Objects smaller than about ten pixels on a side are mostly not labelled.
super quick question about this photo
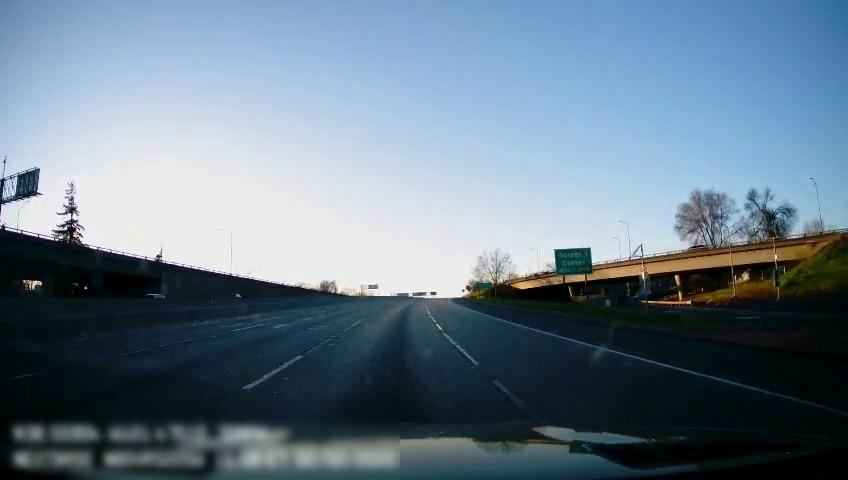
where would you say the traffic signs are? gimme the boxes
[476,282,493,290]
[552,247,595,274]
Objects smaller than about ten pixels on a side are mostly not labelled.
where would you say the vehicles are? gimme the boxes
[688,244,706,249]
[145,293,166,299]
